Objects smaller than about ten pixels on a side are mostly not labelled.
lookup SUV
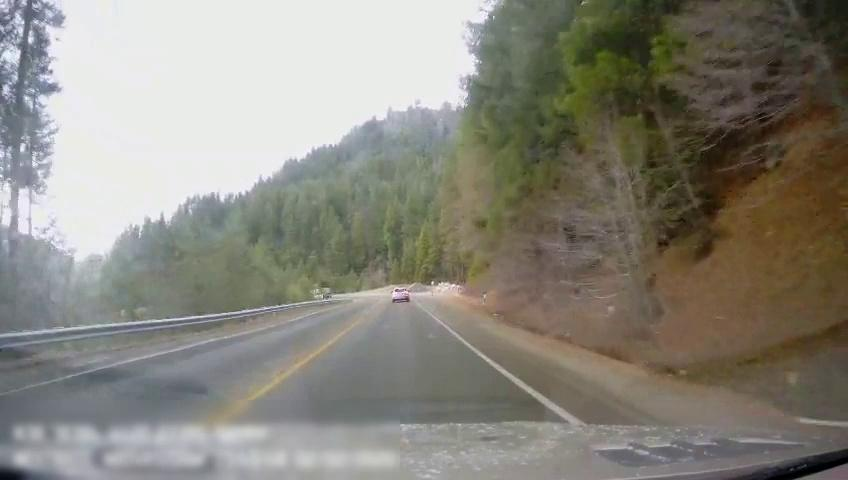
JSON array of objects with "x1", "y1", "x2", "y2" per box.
[{"x1": 391, "y1": 287, "x2": 410, "y2": 303}]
